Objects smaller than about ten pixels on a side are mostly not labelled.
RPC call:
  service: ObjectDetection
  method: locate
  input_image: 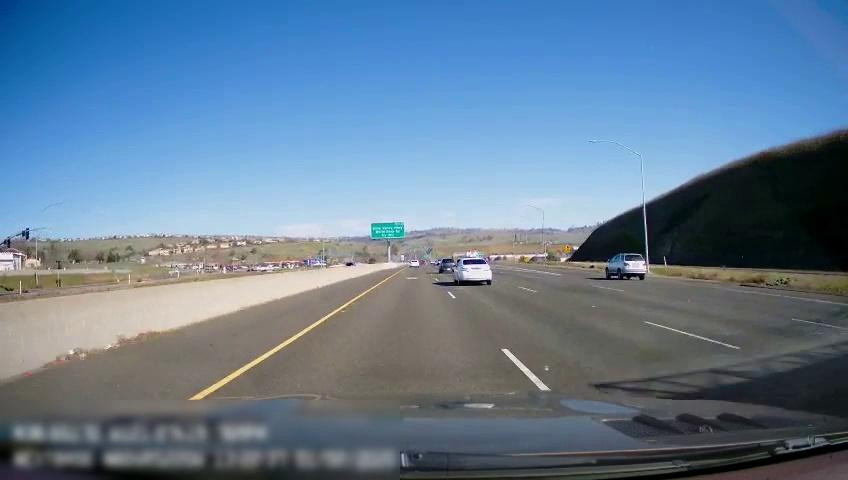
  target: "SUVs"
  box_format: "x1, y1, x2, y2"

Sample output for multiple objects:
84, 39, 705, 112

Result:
605, 253, 647, 280
409, 259, 420, 267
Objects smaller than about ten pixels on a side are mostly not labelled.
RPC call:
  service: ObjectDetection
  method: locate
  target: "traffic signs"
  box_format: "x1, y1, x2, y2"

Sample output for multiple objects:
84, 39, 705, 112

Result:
563, 243, 572, 254
369, 222, 407, 241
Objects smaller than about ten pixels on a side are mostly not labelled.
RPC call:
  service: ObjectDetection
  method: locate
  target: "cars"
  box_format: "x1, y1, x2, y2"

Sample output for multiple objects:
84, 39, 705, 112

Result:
438, 257, 456, 272
453, 257, 492, 285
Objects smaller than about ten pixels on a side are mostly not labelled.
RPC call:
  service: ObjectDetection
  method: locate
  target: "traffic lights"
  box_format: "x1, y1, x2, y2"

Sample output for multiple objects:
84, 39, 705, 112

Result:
7, 238, 11, 249
25, 228, 30, 241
